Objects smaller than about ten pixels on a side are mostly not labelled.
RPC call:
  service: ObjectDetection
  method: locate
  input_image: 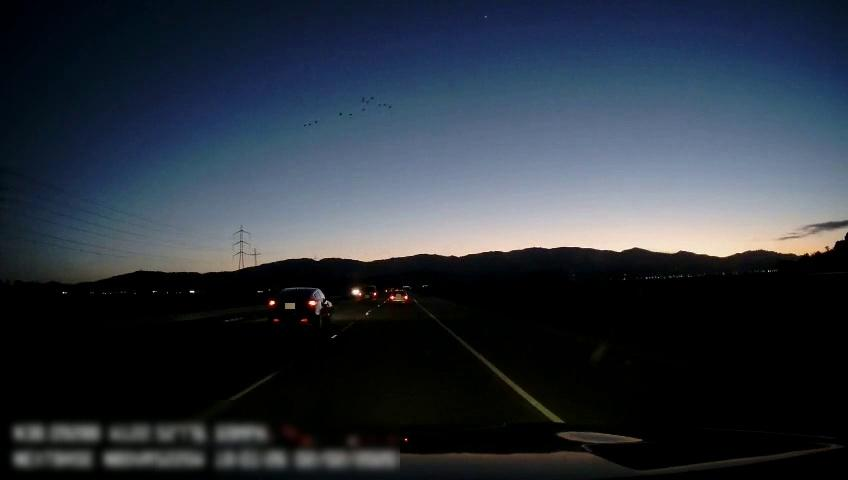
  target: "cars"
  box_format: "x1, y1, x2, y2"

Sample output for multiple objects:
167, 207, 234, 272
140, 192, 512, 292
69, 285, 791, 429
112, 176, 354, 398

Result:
359, 285, 379, 301
270, 288, 332, 328
389, 289, 408, 304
